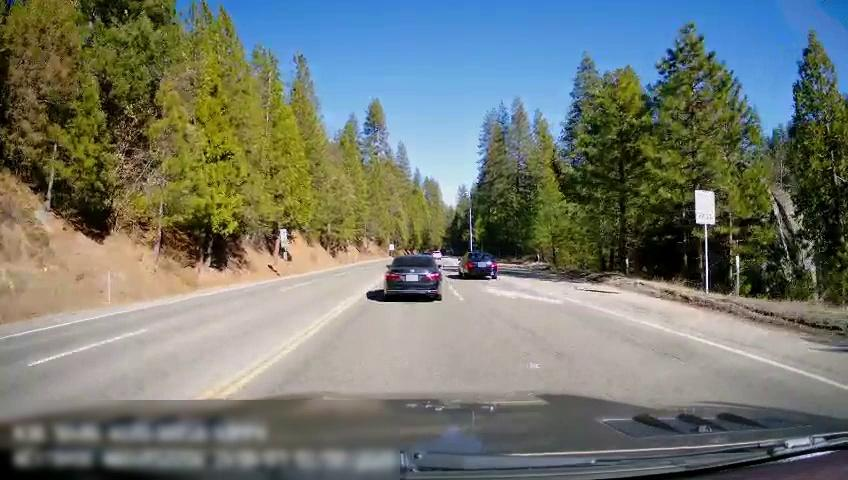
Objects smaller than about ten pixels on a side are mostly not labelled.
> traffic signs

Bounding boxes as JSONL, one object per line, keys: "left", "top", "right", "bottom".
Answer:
{"left": 694, "top": 189, "right": 717, "bottom": 226}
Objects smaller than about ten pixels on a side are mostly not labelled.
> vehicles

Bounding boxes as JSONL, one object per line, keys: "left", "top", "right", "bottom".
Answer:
{"left": 384, "top": 255, "right": 444, "bottom": 301}
{"left": 431, "top": 250, "right": 443, "bottom": 260}
{"left": 457, "top": 251, "right": 498, "bottom": 280}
